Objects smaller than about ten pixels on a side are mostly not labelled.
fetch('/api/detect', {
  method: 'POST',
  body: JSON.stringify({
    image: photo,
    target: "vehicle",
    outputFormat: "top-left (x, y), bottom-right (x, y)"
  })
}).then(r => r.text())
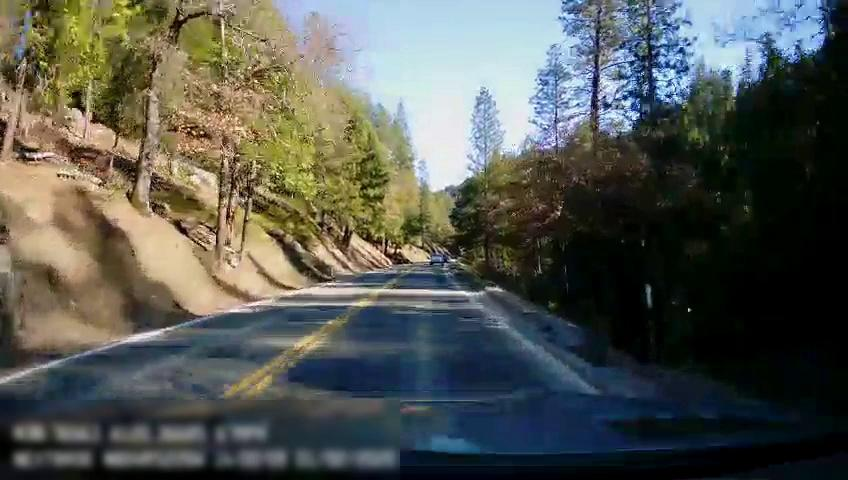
top-left (430, 252), bottom-right (444, 265)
